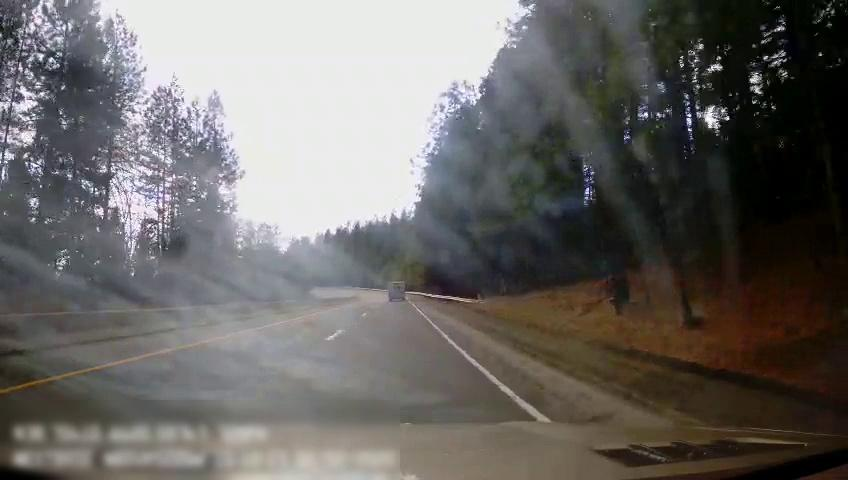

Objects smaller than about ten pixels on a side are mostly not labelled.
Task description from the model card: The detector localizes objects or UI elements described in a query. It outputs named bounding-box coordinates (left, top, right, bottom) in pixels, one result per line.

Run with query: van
left=389, top=280, right=406, bottom=302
